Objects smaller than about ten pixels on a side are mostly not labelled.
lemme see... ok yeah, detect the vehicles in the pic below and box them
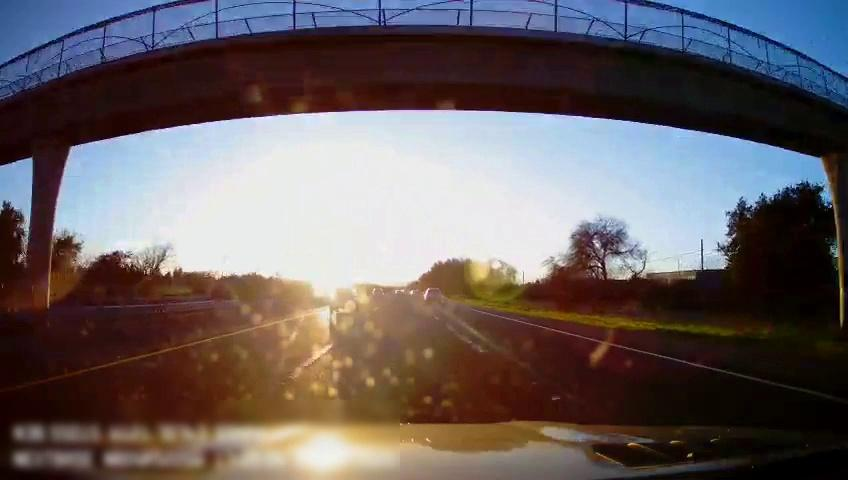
[424,288,444,304]
[329,286,361,314]
[371,288,385,301]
